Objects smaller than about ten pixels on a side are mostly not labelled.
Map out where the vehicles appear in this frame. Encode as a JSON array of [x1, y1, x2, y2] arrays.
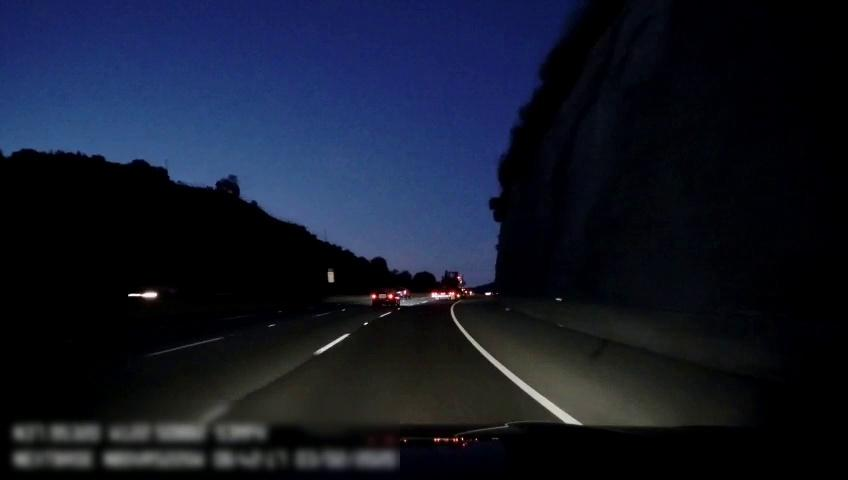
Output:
[[395, 287, 412, 300], [435, 270, 466, 301], [371, 288, 401, 309]]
